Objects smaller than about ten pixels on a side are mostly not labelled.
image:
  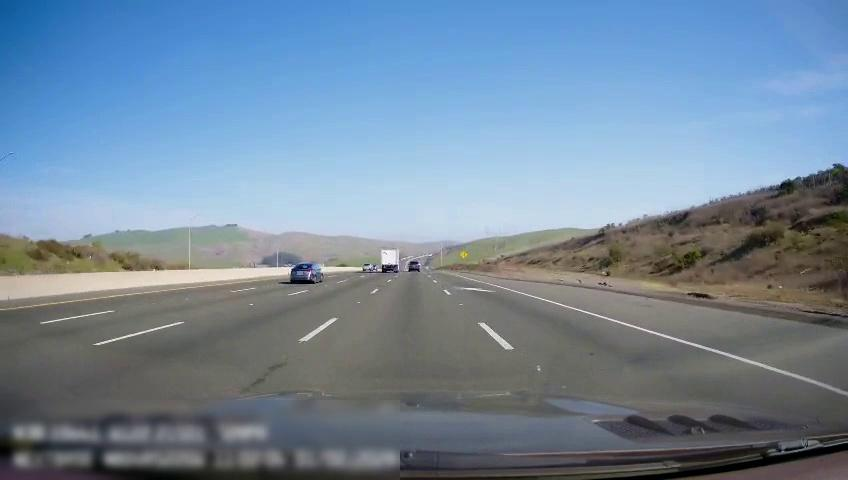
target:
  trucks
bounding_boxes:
[380,248,400,274]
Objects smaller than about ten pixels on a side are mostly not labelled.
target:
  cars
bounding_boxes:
[289,262,325,285]
[361,263,373,273]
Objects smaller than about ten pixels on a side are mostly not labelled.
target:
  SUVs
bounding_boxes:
[407,259,421,273]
